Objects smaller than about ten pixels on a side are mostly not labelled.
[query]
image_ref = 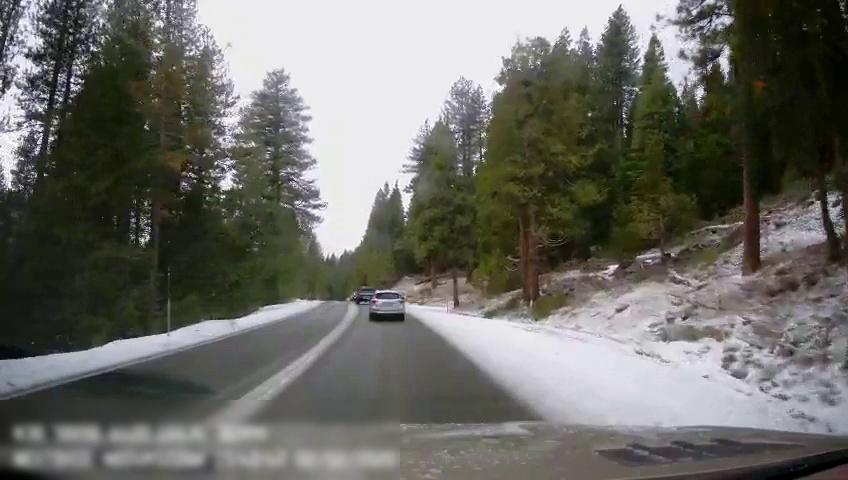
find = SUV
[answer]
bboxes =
[367,290,405,320]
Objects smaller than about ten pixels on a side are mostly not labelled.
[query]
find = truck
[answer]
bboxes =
[355,287,376,305]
